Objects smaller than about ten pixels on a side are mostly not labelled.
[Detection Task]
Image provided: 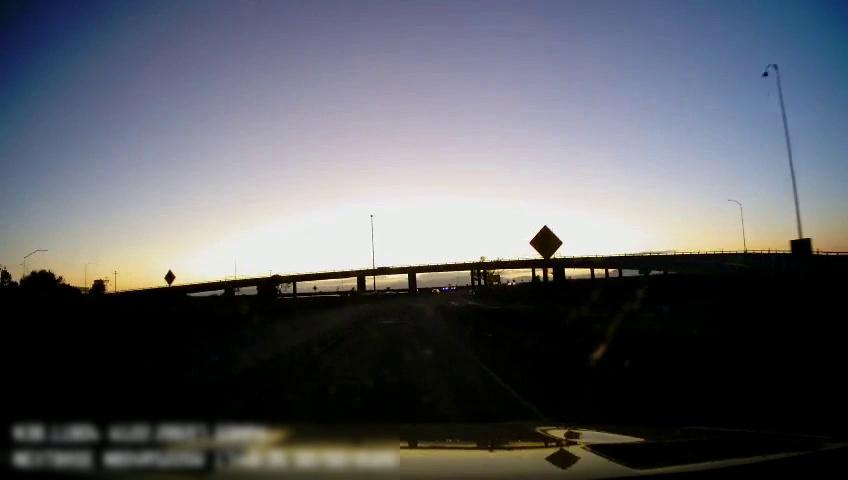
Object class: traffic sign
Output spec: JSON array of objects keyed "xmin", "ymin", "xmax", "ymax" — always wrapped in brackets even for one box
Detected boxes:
[{"xmin": 529, "ymin": 224, "xmax": 563, "ymax": 260}]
